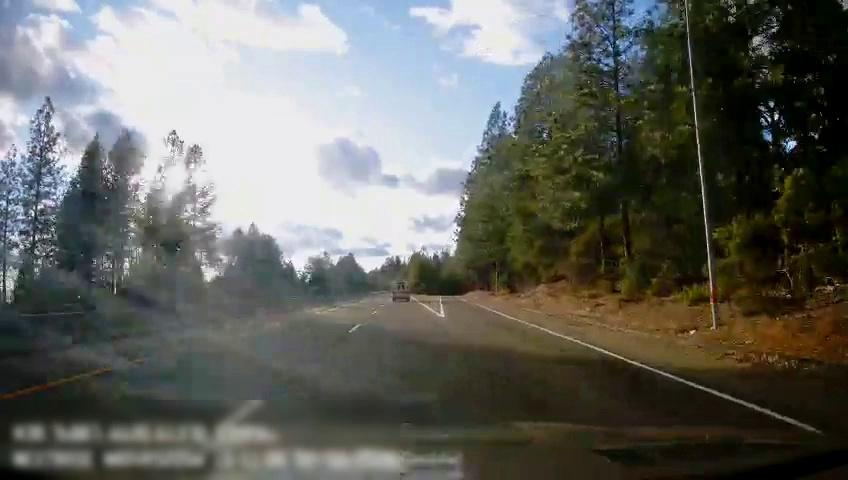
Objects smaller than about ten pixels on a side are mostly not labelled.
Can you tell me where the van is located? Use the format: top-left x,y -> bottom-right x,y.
390,280 -> 411,302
